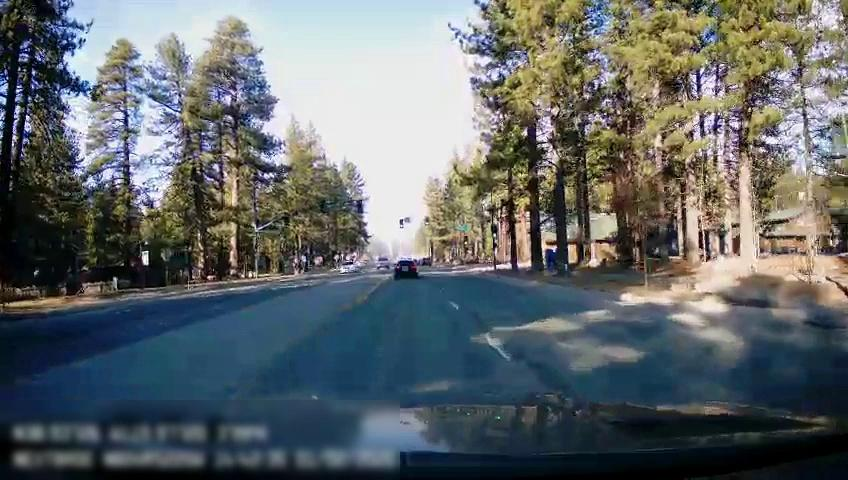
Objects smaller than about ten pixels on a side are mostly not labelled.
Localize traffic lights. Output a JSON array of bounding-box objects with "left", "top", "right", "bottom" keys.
[
  {"left": 320, "top": 200, "right": 328, "bottom": 215},
  {"left": 399, "top": 217, "right": 406, "bottom": 230},
  {"left": 355, "top": 200, "right": 364, "bottom": 214}
]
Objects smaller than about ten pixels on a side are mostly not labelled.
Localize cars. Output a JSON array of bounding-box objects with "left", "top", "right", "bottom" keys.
[
  {"left": 392, "top": 258, "right": 419, "bottom": 280},
  {"left": 338, "top": 257, "right": 361, "bottom": 275}
]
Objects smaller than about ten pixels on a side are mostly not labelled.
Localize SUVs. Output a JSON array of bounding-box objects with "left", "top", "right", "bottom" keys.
[{"left": 373, "top": 257, "right": 392, "bottom": 273}]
